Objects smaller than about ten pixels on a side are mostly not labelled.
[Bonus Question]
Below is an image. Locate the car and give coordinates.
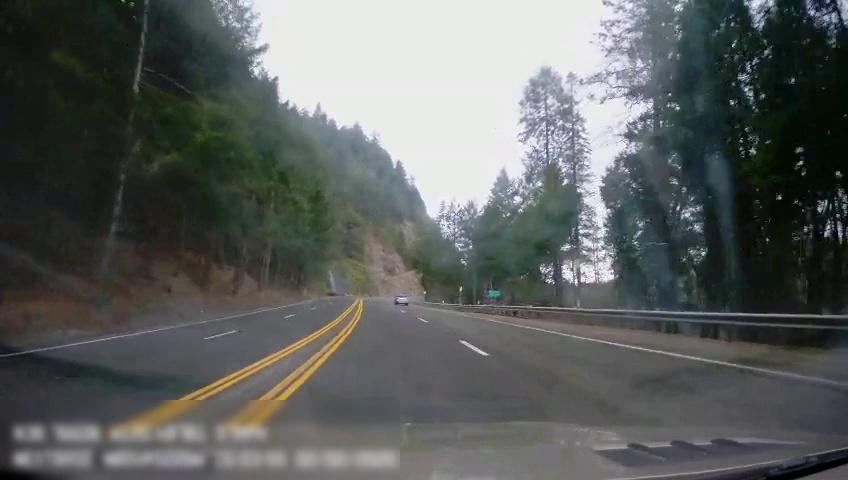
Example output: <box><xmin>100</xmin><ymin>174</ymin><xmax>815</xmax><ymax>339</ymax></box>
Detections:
<box><xmin>394</xmin><ymin>294</ymin><xmax>409</xmax><ymax>306</ymax></box>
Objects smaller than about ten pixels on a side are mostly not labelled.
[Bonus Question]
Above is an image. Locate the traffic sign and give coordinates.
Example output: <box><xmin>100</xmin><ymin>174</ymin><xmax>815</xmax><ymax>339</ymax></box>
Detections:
<box><xmin>484</xmin><ymin>289</ymin><xmax>499</xmax><ymax>299</ymax></box>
